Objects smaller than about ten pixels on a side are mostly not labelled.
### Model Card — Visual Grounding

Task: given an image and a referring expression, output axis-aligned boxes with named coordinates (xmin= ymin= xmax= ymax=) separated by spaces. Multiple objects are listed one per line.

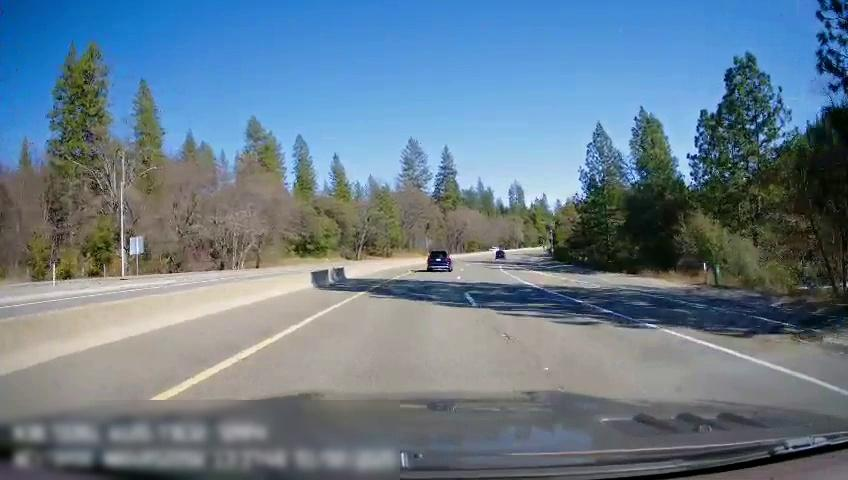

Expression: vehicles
xmin=427 ymin=250 xmax=453 ymax=272
xmin=495 ymin=250 xmax=506 ymax=259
